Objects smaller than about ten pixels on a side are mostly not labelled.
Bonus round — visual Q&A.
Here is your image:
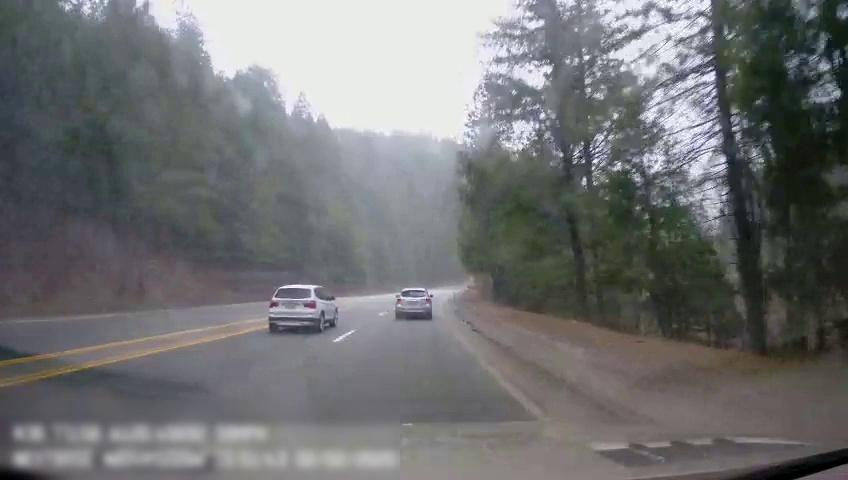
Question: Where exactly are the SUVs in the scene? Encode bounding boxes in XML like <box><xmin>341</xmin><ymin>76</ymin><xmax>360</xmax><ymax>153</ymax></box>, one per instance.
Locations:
<box><xmin>268</xmin><ymin>285</ymin><xmax>339</xmax><ymax>333</ymax></box>
<box><xmin>395</xmin><ymin>288</ymin><xmax>434</xmax><ymax>319</ymax></box>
